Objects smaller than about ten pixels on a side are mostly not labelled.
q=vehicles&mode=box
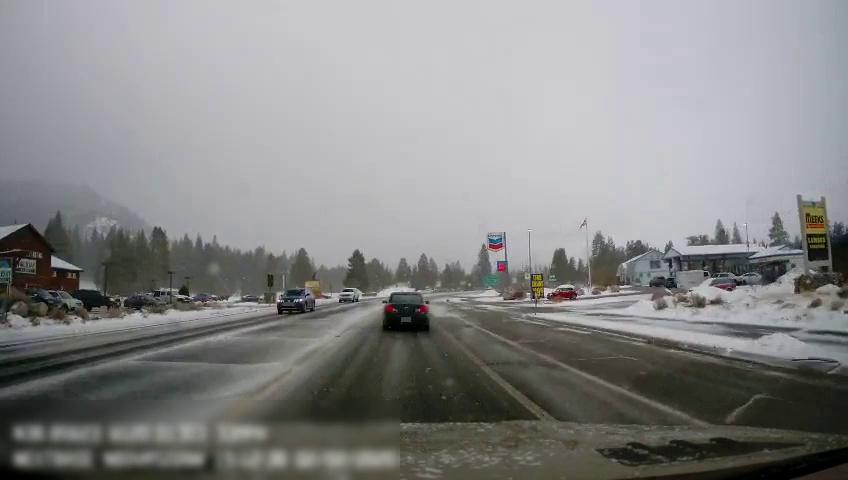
[46,291,83,315]
[688,277,737,296]
[676,270,711,291]
[123,295,166,310]
[25,289,63,313]
[546,287,578,300]
[381,292,430,332]
[712,273,743,287]
[740,272,767,286]
[276,288,316,314]
[73,290,122,312]
[665,277,677,289]
[649,276,666,287]
[191,293,209,302]
[241,295,264,302]
[151,290,191,305]
[338,288,359,303]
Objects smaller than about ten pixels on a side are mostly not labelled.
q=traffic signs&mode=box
[486,277,500,285]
